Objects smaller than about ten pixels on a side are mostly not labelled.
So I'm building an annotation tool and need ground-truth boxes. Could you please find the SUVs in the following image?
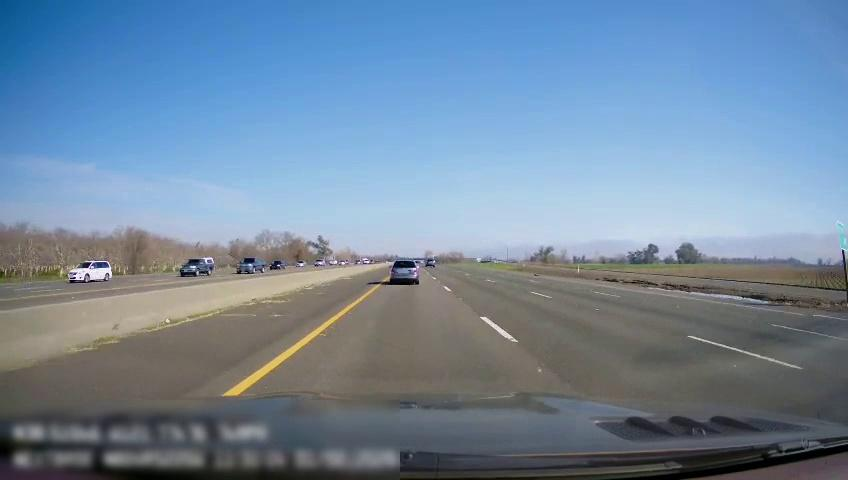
[314,259,327,268]
[424,258,436,268]
[296,259,308,267]
[270,260,287,270]
[389,259,419,285]
[236,257,266,275]
[180,258,215,277]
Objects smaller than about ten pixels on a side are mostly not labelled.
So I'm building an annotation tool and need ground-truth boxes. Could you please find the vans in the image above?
[68,260,112,283]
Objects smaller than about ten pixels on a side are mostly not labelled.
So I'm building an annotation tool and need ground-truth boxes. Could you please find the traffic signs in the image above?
[838,220,848,250]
